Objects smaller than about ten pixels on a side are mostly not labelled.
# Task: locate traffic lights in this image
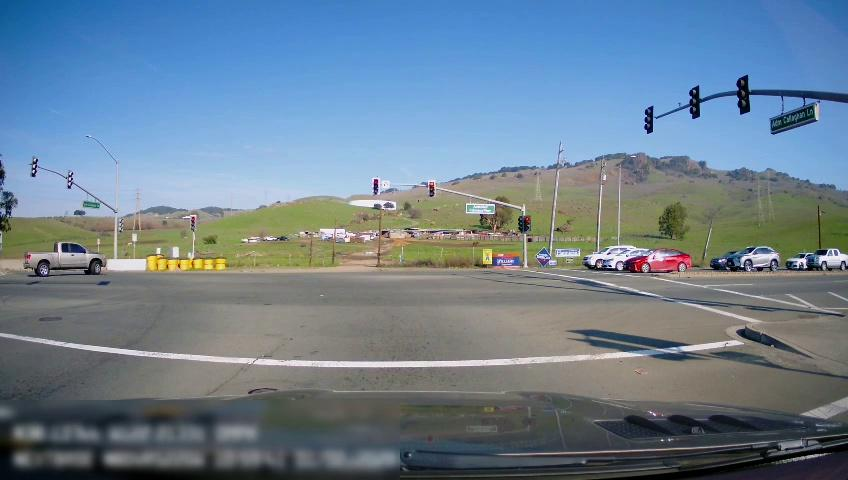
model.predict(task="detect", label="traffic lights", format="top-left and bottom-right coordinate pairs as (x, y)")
top-left (523, 214), bottom-right (532, 232)
top-left (30, 156), bottom-right (40, 178)
top-left (371, 177), bottom-right (381, 196)
top-left (66, 169), bottom-right (75, 190)
top-left (117, 215), bottom-right (125, 233)
top-left (426, 178), bottom-right (437, 197)
top-left (516, 215), bottom-right (525, 232)
top-left (687, 84), bottom-right (702, 120)
top-left (189, 214), bottom-right (198, 232)
top-left (643, 104), bottom-right (655, 135)
top-left (735, 74), bottom-right (751, 115)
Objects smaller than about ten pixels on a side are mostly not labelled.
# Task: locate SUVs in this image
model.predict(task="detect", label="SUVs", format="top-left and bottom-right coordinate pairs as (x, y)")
top-left (726, 246), bottom-right (780, 273)
top-left (582, 245), bottom-right (637, 271)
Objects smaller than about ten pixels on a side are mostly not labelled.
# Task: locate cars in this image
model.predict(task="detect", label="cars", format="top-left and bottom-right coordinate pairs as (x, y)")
top-left (785, 252), bottom-right (818, 271)
top-left (601, 247), bottom-right (651, 272)
top-left (622, 247), bottom-right (692, 274)
top-left (709, 251), bottom-right (739, 270)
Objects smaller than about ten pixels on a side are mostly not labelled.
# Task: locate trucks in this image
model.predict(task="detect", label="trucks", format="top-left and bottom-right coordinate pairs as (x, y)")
top-left (806, 248), bottom-right (848, 272)
top-left (23, 240), bottom-right (108, 278)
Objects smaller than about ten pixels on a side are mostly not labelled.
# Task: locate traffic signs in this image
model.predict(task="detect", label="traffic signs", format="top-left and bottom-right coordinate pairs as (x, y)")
top-left (768, 100), bottom-right (821, 135)
top-left (82, 199), bottom-right (101, 209)
top-left (464, 201), bottom-right (497, 216)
